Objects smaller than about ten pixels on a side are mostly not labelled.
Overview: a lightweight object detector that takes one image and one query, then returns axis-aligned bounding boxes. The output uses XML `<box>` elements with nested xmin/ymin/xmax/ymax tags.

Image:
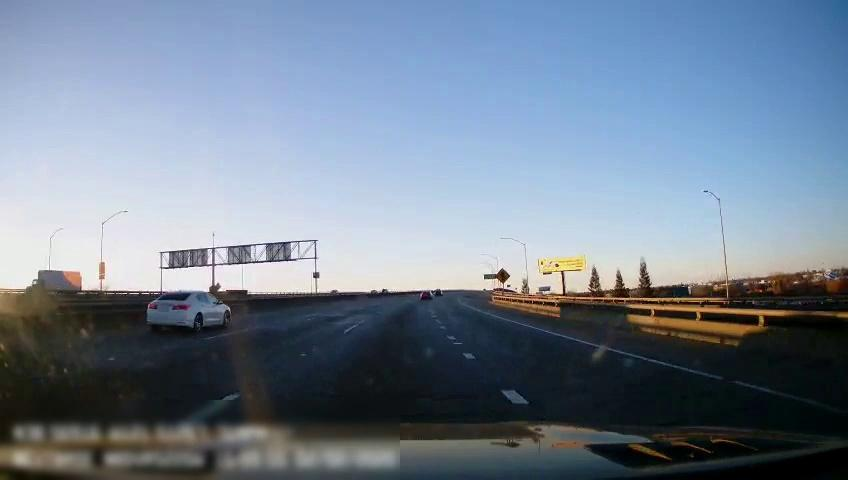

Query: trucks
<box><xmin>25</xmin><ymin>270</ymin><xmax>83</xmax><ymax>296</ymax></box>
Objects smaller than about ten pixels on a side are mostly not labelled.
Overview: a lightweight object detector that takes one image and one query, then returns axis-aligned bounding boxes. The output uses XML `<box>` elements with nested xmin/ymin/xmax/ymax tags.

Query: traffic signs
<box><xmin>483</xmin><ymin>274</ymin><xmax>496</xmax><ymax>279</ymax></box>
<box><xmin>495</xmin><ymin>267</ymin><xmax>513</xmax><ymax>284</ymax></box>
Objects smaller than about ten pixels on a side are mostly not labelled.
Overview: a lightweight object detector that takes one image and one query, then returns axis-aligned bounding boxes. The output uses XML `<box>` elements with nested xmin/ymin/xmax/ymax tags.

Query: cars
<box><xmin>146</xmin><ymin>290</ymin><xmax>233</xmax><ymax>336</ymax></box>
<box><xmin>420</xmin><ymin>291</ymin><xmax>432</xmax><ymax>300</ymax></box>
